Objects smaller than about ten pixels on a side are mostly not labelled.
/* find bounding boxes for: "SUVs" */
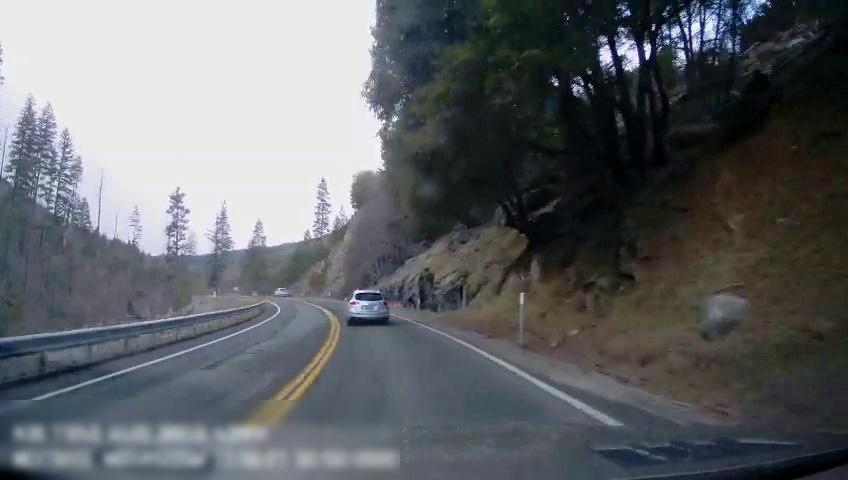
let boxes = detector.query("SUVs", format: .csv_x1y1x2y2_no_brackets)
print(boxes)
273,287,289,298
343,289,390,327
